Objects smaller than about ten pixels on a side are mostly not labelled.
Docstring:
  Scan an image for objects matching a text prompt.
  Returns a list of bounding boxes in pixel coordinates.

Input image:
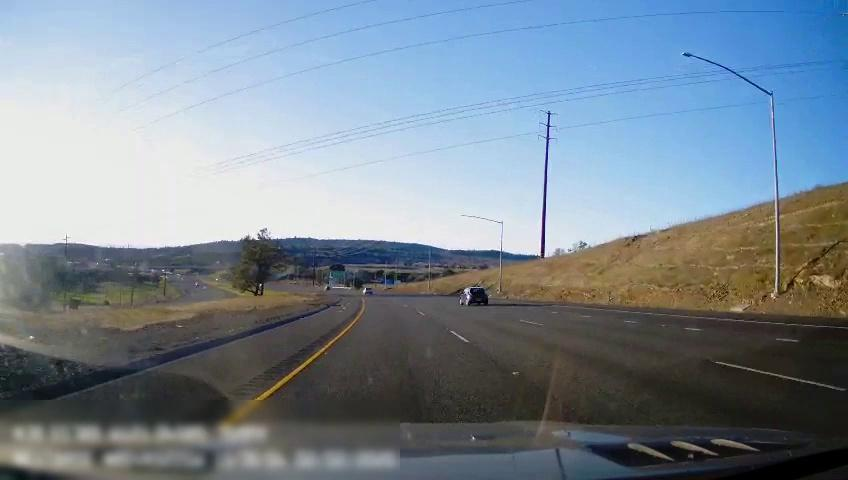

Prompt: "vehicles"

[362,287,373,295]
[460,286,489,306]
